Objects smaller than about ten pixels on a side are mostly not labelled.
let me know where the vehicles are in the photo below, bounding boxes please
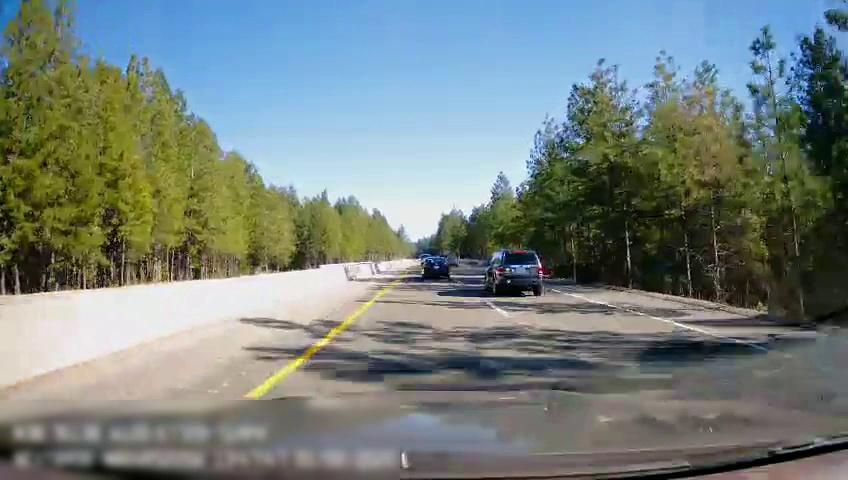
[482,251,544,297]
[445,256,458,267]
[422,257,448,279]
